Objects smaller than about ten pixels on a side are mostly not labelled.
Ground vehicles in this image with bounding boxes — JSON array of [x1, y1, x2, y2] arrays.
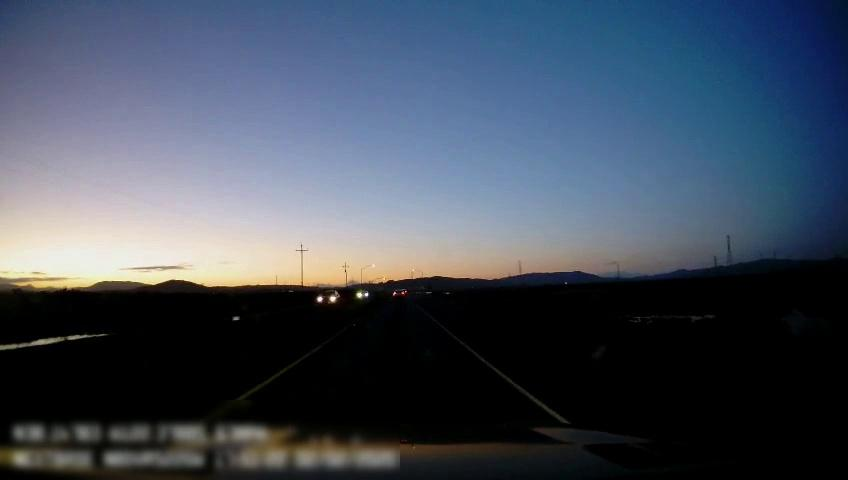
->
[[354, 289, 370, 301], [393, 288, 408, 298], [315, 290, 340, 306]]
